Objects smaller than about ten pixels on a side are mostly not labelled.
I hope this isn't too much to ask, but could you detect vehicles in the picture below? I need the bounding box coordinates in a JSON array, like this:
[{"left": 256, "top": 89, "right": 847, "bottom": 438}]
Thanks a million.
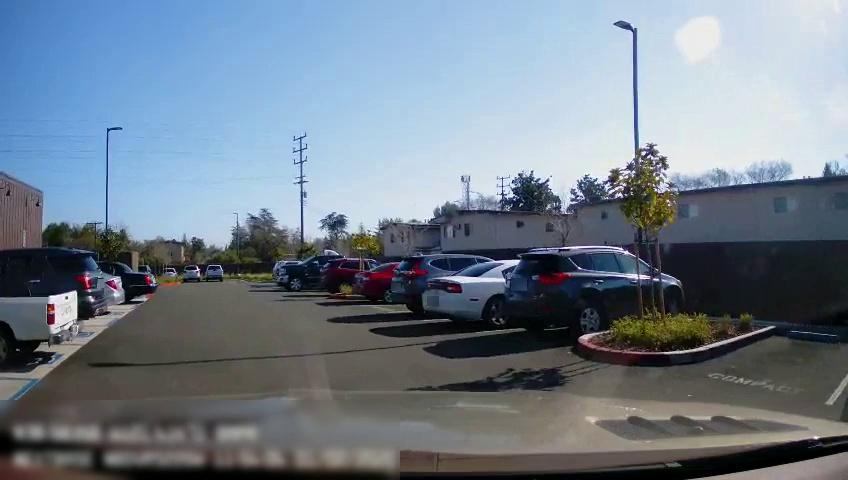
[
  {"left": 205, "top": 265, "right": 224, "bottom": 283},
  {"left": 0, "top": 287, "right": 81, "bottom": 364},
  {"left": 353, "top": 261, "right": 401, "bottom": 303},
  {"left": 422, "top": 259, "right": 521, "bottom": 330},
  {"left": 103, "top": 272, "right": 126, "bottom": 307},
  {"left": 96, "top": 261, "right": 157, "bottom": 303},
  {"left": 320, "top": 258, "right": 386, "bottom": 294},
  {"left": 183, "top": 265, "right": 201, "bottom": 282},
  {"left": 0, "top": 247, "right": 110, "bottom": 321},
  {"left": 161, "top": 267, "right": 178, "bottom": 279},
  {"left": 503, "top": 245, "right": 687, "bottom": 337},
  {"left": 271, "top": 261, "right": 302, "bottom": 286},
  {"left": 279, "top": 254, "right": 346, "bottom": 293},
  {"left": 392, "top": 253, "right": 494, "bottom": 315}
]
